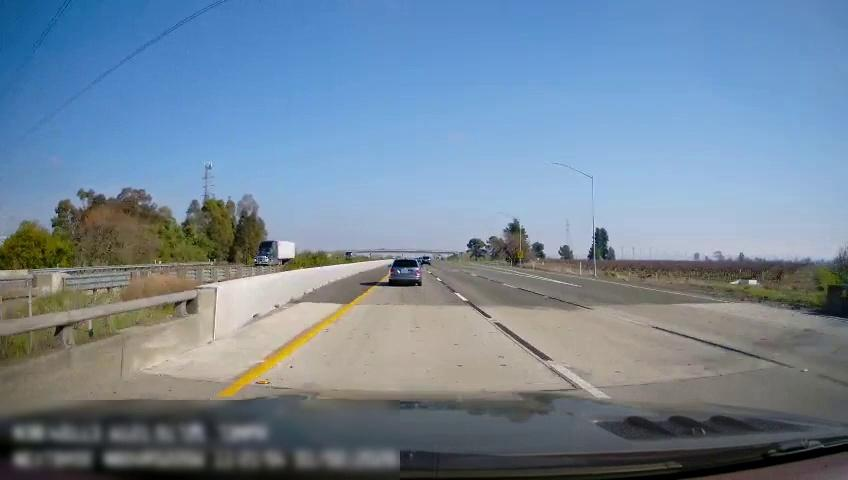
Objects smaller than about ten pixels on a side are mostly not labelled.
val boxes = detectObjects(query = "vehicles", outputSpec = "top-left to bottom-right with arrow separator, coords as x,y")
253,239 -> 296,267
388,259 -> 423,287
419,255 -> 432,266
